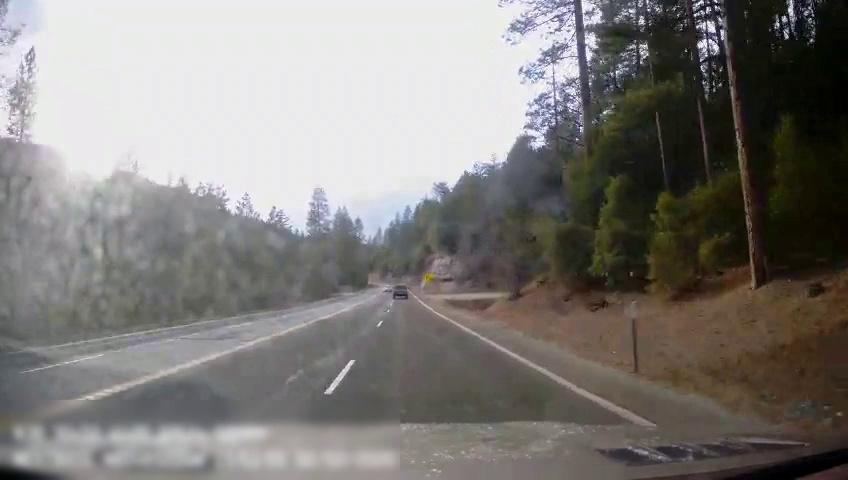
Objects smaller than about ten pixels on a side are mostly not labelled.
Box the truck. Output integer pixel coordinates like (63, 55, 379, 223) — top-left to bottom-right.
(392, 286, 408, 299)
